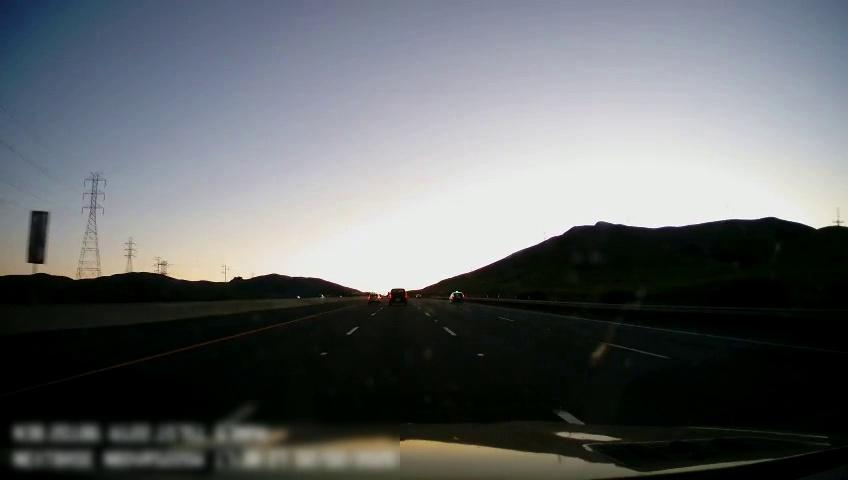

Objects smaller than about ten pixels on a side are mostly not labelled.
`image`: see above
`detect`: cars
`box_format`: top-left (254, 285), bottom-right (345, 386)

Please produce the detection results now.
top-left (367, 294), bottom-right (382, 304)
top-left (449, 292), bottom-right (465, 304)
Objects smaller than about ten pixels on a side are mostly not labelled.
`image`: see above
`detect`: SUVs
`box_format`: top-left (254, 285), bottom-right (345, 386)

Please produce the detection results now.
top-left (388, 289), bottom-right (408, 306)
